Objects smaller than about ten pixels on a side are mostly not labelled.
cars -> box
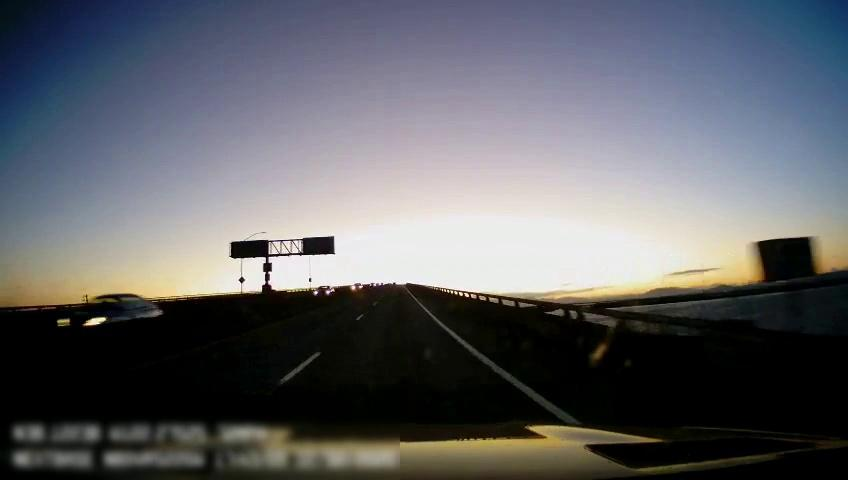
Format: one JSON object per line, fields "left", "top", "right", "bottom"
{"left": 313, "top": 285, "right": 333, "bottom": 296}
{"left": 54, "top": 293, "right": 164, "bottom": 328}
